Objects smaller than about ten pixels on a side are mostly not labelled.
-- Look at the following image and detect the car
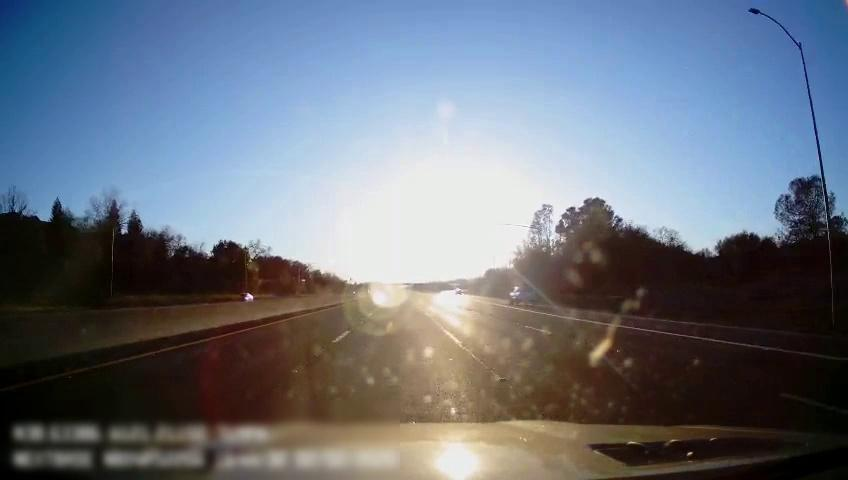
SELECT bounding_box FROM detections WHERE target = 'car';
[236,293,253,302]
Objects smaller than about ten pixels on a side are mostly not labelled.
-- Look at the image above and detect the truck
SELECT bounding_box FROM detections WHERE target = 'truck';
[509,287,534,305]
